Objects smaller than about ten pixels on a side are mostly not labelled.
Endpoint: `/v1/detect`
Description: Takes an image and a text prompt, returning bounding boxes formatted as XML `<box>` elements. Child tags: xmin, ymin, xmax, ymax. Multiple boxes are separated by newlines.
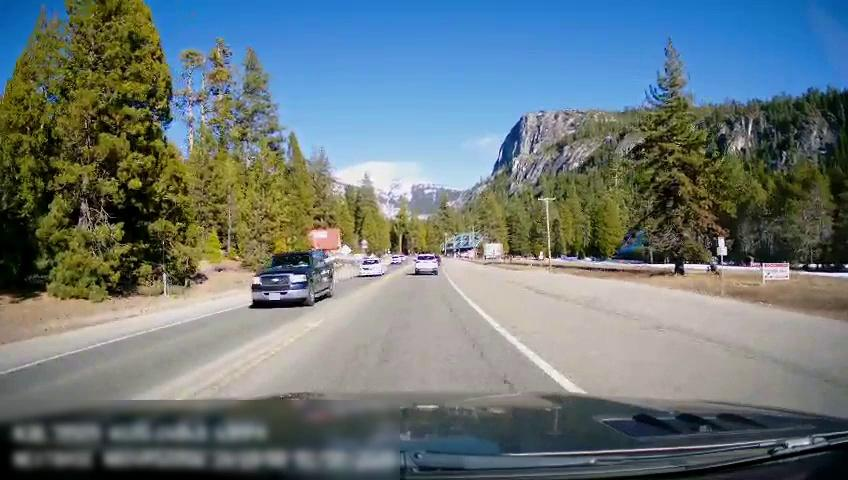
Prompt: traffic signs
<box><xmin>717</xmin><ymin>235</ymin><xmax>726</xmax><ymax>248</ymax></box>
<box><xmin>716</xmin><ymin>247</ymin><xmax>728</xmax><ymax>257</ymax></box>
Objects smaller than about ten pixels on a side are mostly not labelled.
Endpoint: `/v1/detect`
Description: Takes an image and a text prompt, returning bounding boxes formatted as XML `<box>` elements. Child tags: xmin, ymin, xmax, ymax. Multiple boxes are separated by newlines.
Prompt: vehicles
<box><xmin>391</xmin><ymin>255</ymin><xmax>402</xmax><ymax>265</ymax></box>
<box><xmin>412</xmin><ymin>253</ymin><xmax>439</xmax><ymax>276</ymax></box>
<box><xmin>359</xmin><ymin>255</ymin><xmax>385</xmax><ymax>277</ymax></box>
<box><xmin>249</xmin><ymin>248</ymin><xmax>335</xmax><ymax>308</ymax></box>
